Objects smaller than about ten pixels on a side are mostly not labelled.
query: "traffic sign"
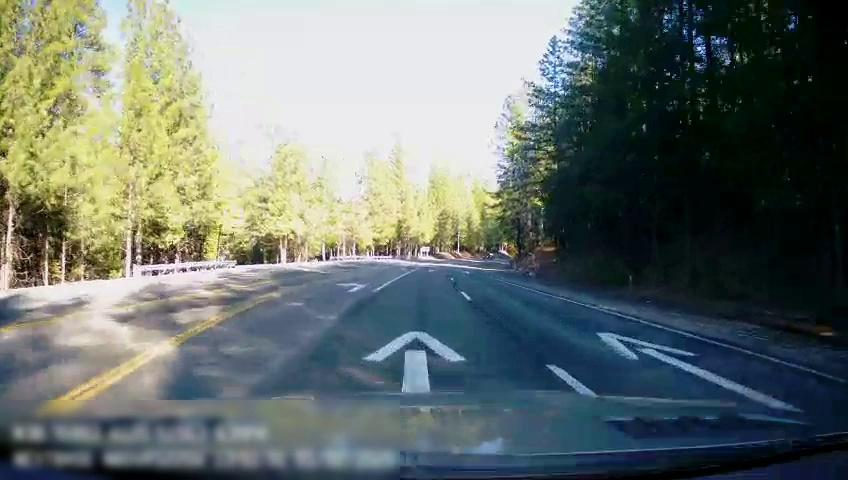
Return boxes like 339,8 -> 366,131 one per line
508,248 -> 519,257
